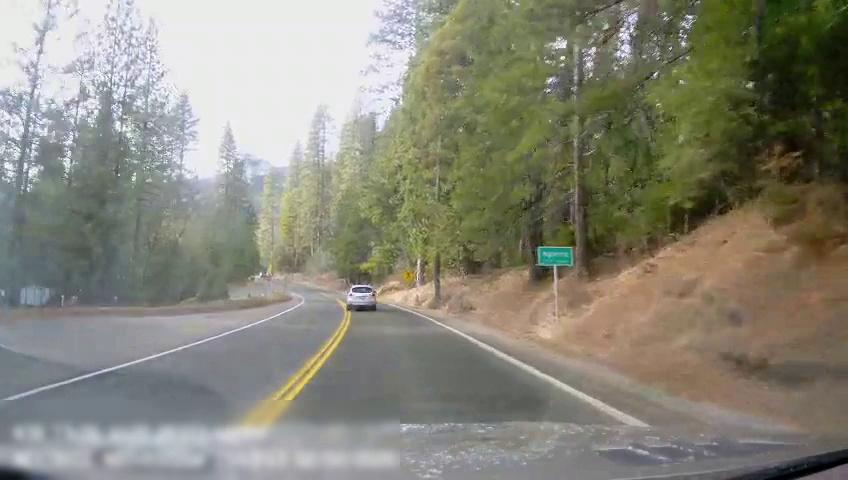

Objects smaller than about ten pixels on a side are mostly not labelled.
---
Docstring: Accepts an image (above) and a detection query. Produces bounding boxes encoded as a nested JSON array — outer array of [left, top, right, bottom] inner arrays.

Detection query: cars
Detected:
[[346, 284, 377, 312]]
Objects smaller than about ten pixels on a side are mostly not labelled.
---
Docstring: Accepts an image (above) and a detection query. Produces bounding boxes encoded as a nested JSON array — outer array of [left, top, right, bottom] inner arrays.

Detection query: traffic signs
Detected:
[[537, 246, 574, 267], [404, 271, 415, 282]]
